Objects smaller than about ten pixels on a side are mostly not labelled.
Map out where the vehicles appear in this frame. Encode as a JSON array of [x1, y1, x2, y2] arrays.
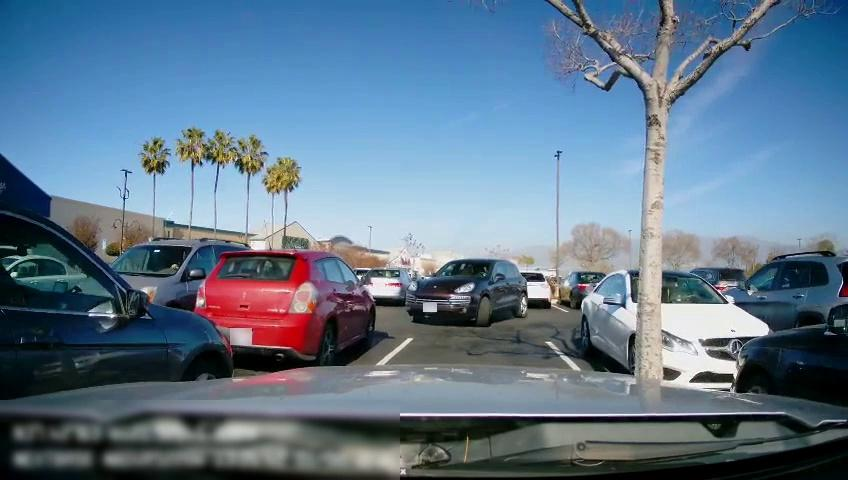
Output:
[[729, 302, 848, 407], [359, 267, 420, 307], [579, 268, 779, 394], [405, 258, 529, 328], [506, 270, 552, 309], [557, 270, 613, 310], [714, 249, 848, 354], [348, 267, 392, 288], [59, 236, 261, 331], [194, 248, 377, 369], [684, 268, 753, 301], [0, 202, 236, 402], [403, 273, 427, 291]]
